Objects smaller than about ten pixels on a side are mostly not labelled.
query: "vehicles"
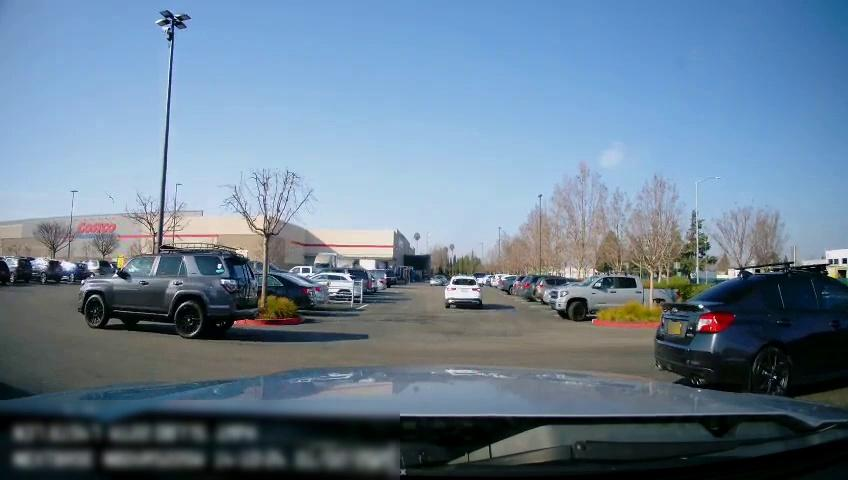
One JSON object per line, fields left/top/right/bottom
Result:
{"left": 536, "top": 276, "right": 580, "bottom": 303}
{"left": 311, "top": 253, "right": 354, "bottom": 274}
{"left": 311, "top": 281, "right": 331, "bottom": 312}
{"left": 0, "top": 258, "right": 11, "bottom": 288}
{"left": 476, "top": 274, "right": 493, "bottom": 285}
{"left": 429, "top": 274, "right": 447, "bottom": 287}
{"left": 510, "top": 274, "right": 528, "bottom": 298}
{"left": 321, "top": 267, "right": 377, "bottom": 304}
{"left": 303, "top": 271, "right": 357, "bottom": 306}
{"left": 540, "top": 286, "right": 557, "bottom": 311}
{"left": 519, "top": 273, "right": 556, "bottom": 302}
{"left": 30, "top": 255, "right": 63, "bottom": 286}
{"left": 73, "top": 241, "right": 259, "bottom": 340}
{"left": 368, "top": 267, "right": 403, "bottom": 288}
{"left": 60, "top": 259, "right": 90, "bottom": 283}
{"left": 79, "top": 255, "right": 114, "bottom": 276}
{"left": 286, "top": 265, "right": 316, "bottom": 280}
{"left": 501, "top": 274, "right": 524, "bottom": 297}
{"left": 256, "top": 271, "right": 320, "bottom": 312}
{"left": 651, "top": 260, "right": 848, "bottom": 399}
{"left": 0, "top": 255, "right": 35, "bottom": 285}
{"left": 487, "top": 273, "right": 511, "bottom": 289}
{"left": 443, "top": 274, "right": 483, "bottom": 311}
{"left": 554, "top": 272, "right": 681, "bottom": 322}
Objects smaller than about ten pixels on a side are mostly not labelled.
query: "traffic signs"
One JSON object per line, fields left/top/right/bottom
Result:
{"left": 116, "top": 255, "right": 125, "bottom": 269}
